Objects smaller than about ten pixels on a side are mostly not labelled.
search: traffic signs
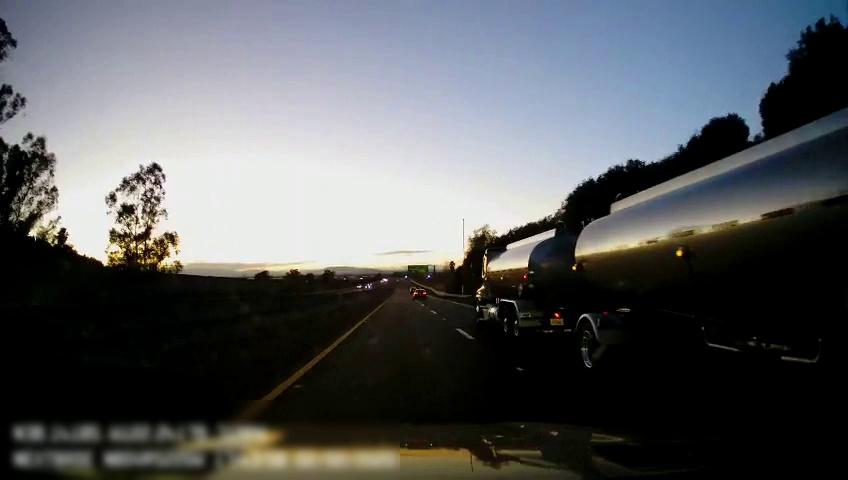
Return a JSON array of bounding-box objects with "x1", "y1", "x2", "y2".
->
[{"x1": 407, "y1": 263, "x2": 428, "y2": 275}]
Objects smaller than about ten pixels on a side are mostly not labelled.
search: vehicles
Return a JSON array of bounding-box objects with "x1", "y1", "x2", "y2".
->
[
  {"x1": 473, "y1": 227, "x2": 577, "y2": 337},
  {"x1": 571, "y1": 105, "x2": 848, "y2": 374},
  {"x1": 411, "y1": 288, "x2": 428, "y2": 301}
]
